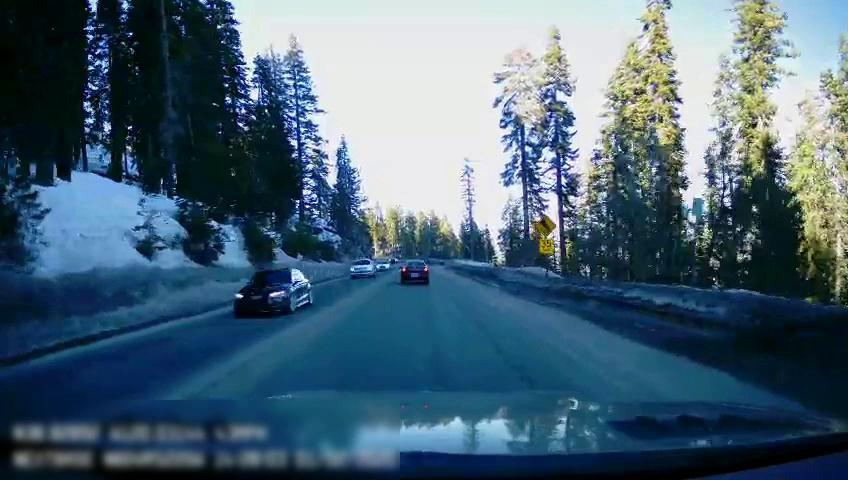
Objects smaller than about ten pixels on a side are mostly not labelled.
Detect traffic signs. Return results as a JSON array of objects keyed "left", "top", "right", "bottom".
[
  {"left": 537, "top": 238, "right": 556, "bottom": 256},
  {"left": 530, "top": 213, "right": 555, "bottom": 236}
]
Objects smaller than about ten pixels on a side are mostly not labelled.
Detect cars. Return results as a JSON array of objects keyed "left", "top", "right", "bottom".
[
  {"left": 399, "top": 259, "right": 431, "bottom": 286},
  {"left": 376, "top": 259, "right": 392, "bottom": 272},
  {"left": 233, "top": 268, "right": 311, "bottom": 319}
]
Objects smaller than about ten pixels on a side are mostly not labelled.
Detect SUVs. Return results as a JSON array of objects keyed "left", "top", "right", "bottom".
[{"left": 349, "top": 258, "right": 377, "bottom": 279}]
